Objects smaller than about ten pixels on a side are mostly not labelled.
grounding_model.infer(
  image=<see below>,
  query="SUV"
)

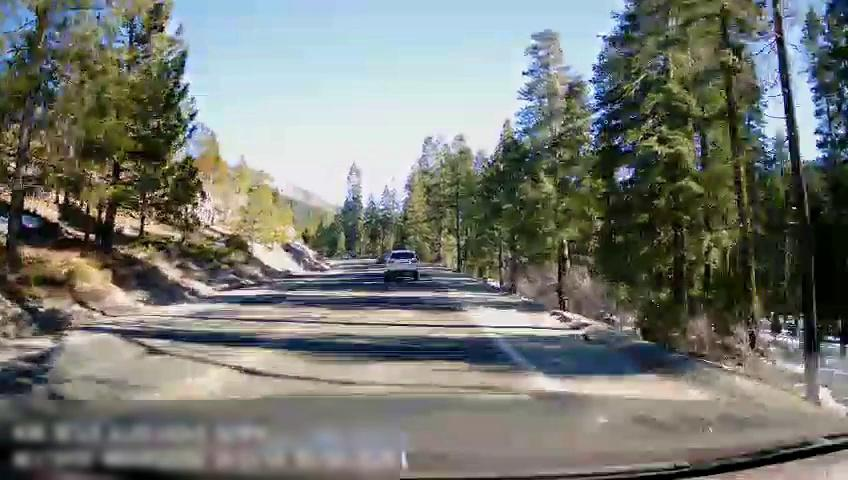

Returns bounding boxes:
[384,249,419,280]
